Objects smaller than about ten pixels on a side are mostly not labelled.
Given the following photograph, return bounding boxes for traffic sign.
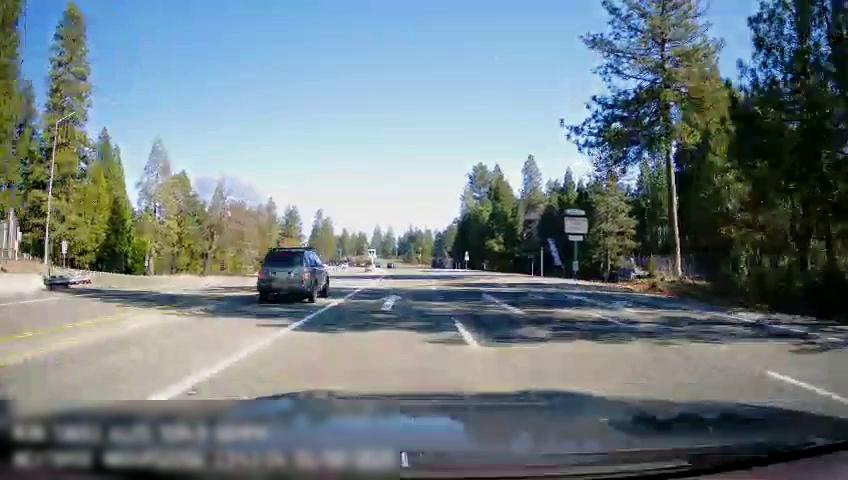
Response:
[367,248,377,259]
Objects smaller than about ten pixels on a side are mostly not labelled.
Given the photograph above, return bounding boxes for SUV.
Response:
[255,246,331,304]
